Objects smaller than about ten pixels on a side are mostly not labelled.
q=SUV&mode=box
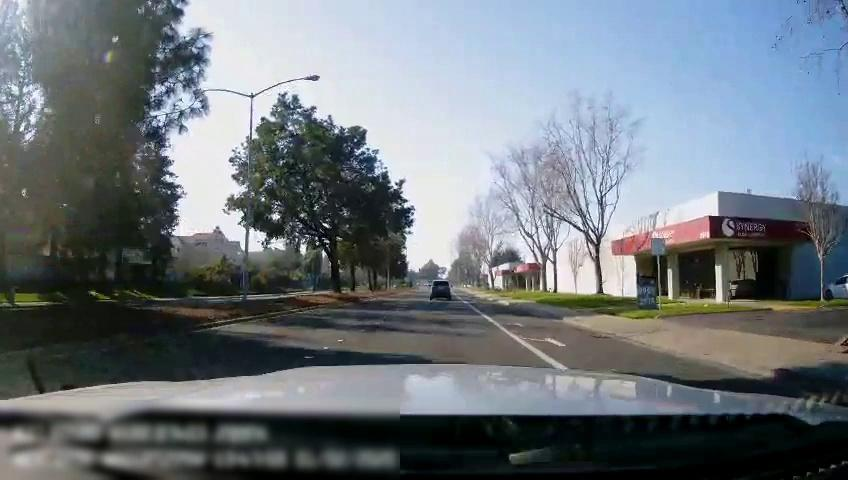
[429,281,452,302]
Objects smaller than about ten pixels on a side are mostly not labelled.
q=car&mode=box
[823,274,848,299]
